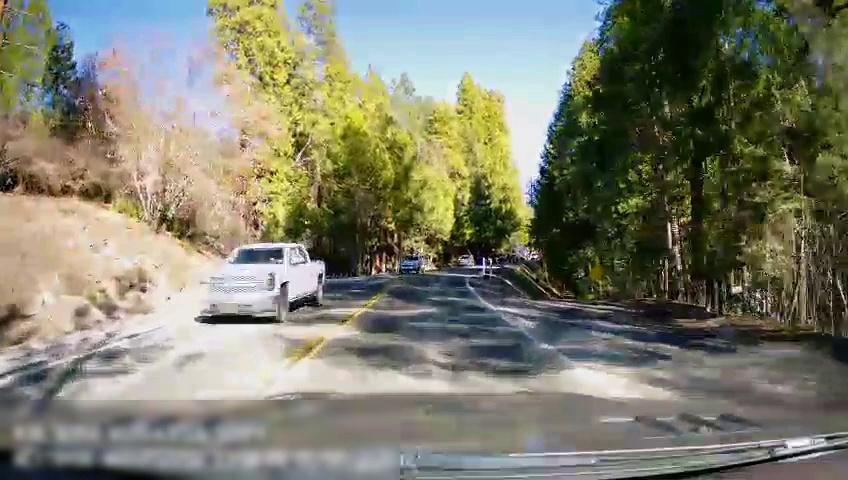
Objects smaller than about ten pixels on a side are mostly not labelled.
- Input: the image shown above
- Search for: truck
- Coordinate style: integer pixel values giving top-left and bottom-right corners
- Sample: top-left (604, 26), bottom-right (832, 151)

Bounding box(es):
top-left (197, 243), bottom-right (326, 324)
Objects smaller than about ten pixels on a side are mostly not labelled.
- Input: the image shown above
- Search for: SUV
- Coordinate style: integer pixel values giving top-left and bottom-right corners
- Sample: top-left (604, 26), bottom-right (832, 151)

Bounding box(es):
top-left (398, 255), bottom-right (423, 275)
